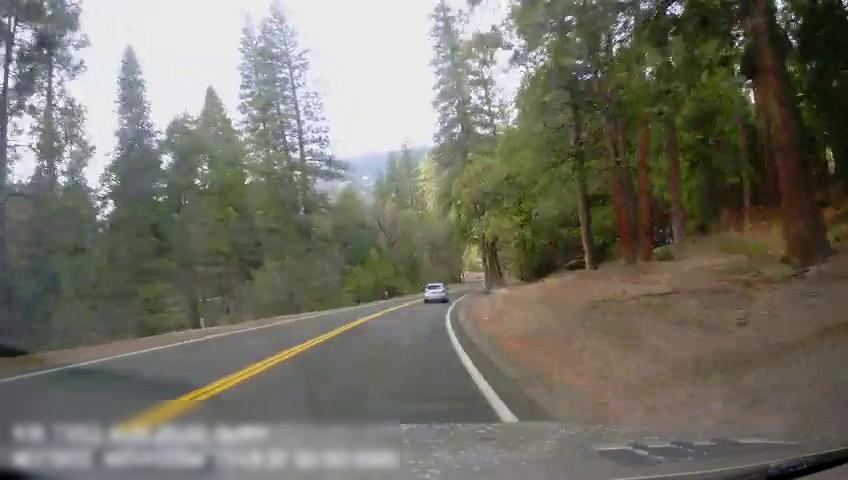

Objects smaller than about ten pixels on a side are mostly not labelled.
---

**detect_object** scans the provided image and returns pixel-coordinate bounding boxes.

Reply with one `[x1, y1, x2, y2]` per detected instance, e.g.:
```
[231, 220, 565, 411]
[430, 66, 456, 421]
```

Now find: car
[424, 282, 450, 304]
